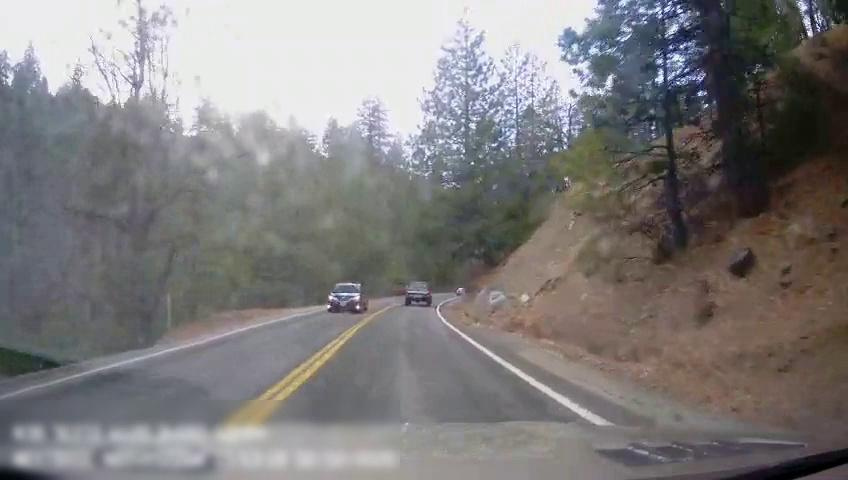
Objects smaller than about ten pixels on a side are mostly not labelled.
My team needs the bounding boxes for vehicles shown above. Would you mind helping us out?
[455,287,466,297]
[327,282,369,314]
[404,281,432,307]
